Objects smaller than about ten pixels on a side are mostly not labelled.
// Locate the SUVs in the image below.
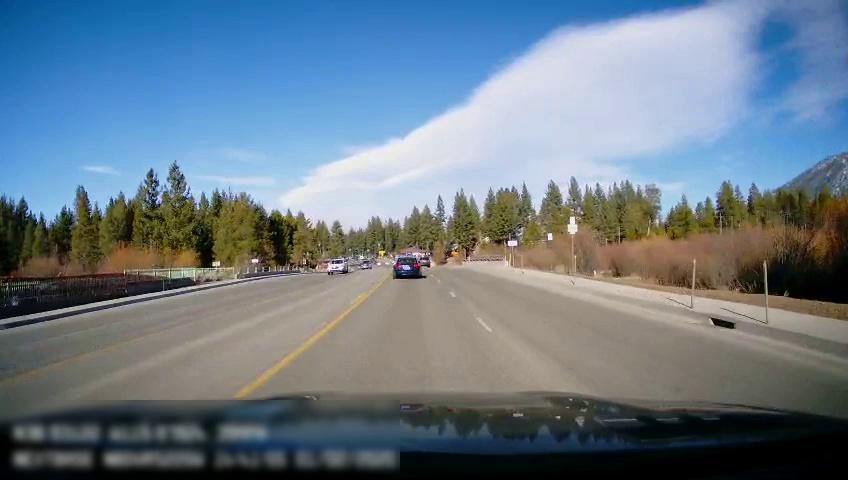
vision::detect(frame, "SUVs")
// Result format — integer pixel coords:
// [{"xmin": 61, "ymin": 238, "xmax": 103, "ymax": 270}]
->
[
  {"xmin": 360, "ymin": 262, "xmax": 372, "ymax": 271},
  {"xmin": 327, "ymin": 259, "xmax": 348, "ymax": 275},
  {"xmin": 417, "ymin": 256, "xmax": 432, "ymax": 268}
]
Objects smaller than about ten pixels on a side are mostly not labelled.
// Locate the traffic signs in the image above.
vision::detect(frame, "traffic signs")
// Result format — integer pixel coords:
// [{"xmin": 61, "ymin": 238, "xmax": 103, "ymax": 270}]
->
[{"xmin": 567, "ymin": 224, "xmax": 579, "ymax": 232}]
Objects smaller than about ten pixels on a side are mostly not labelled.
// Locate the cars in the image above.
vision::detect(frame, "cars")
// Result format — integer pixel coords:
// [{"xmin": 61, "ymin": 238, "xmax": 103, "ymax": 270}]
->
[{"xmin": 393, "ymin": 256, "xmax": 421, "ymax": 279}]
